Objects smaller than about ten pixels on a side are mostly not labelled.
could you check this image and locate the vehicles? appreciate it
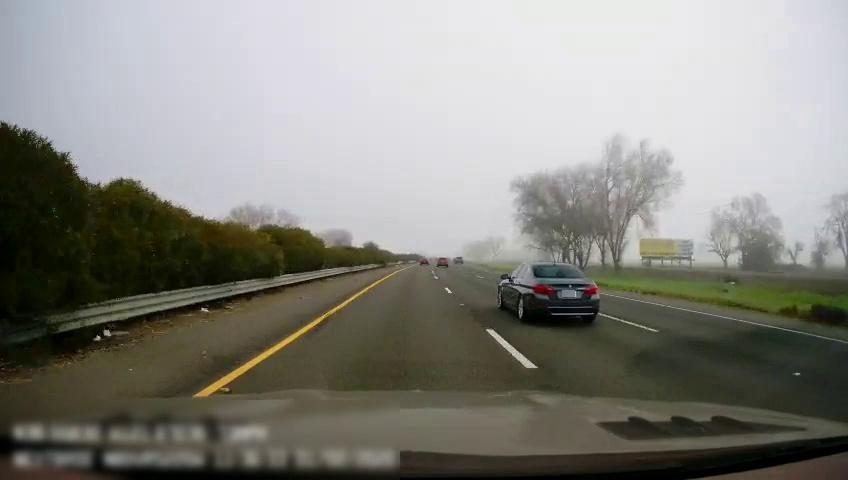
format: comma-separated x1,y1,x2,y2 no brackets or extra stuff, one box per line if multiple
436,257,449,269
453,256,464,264
417,257,430,266
496,262,601,322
